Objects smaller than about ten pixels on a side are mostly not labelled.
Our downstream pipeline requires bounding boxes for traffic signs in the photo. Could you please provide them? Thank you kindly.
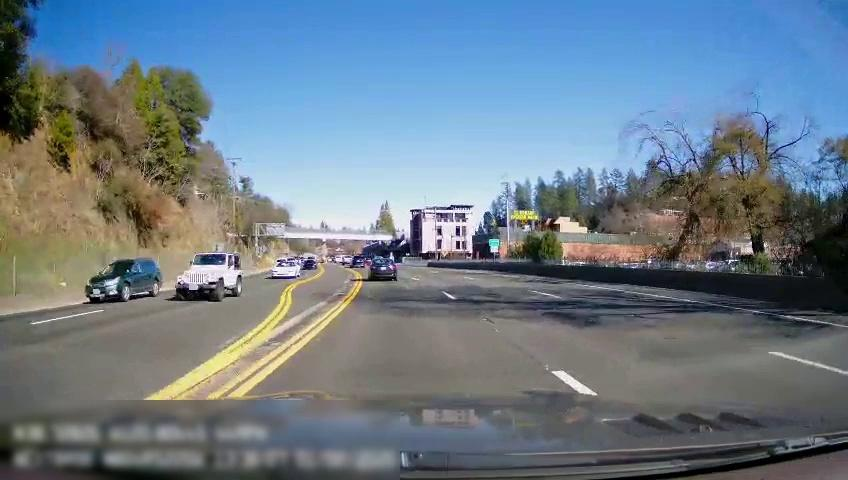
[488,239,500,249]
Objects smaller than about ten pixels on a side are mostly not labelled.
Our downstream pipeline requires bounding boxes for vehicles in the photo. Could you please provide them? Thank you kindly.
[341,254,354,265]
[363,256,372,265]
[271,259,302,280]
[367,256,400,282]
[174,251,245,301]
[333,256,342,264]
[85,257,163,304]
[349,256,366,268]
[303,260,316,270]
